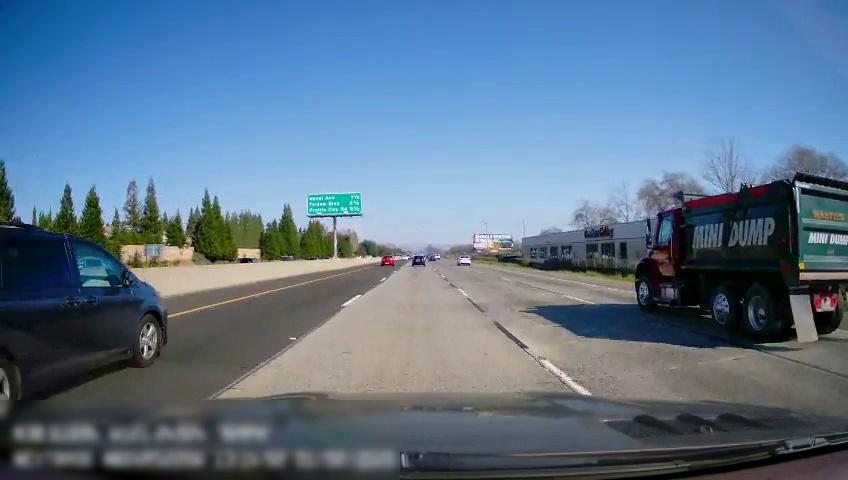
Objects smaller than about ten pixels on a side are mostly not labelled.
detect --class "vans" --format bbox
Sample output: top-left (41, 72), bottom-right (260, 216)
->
top-left (0, 220), bottom-right (169, 430)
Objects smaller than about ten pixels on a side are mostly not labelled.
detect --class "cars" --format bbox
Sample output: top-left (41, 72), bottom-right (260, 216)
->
top-left (412, 255), bottom-right (426, 267)
top-left (457, 256), bottom-right (471, 266)
top-left (380, 255), bottom-right (396, 267)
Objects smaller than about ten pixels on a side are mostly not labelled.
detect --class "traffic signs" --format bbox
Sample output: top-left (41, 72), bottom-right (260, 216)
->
top-left (305, 192), bottom-right (362, 218)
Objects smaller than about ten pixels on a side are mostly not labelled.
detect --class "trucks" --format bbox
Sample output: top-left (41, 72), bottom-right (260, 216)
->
top-left (635, 170), bottom-right (848, 343)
